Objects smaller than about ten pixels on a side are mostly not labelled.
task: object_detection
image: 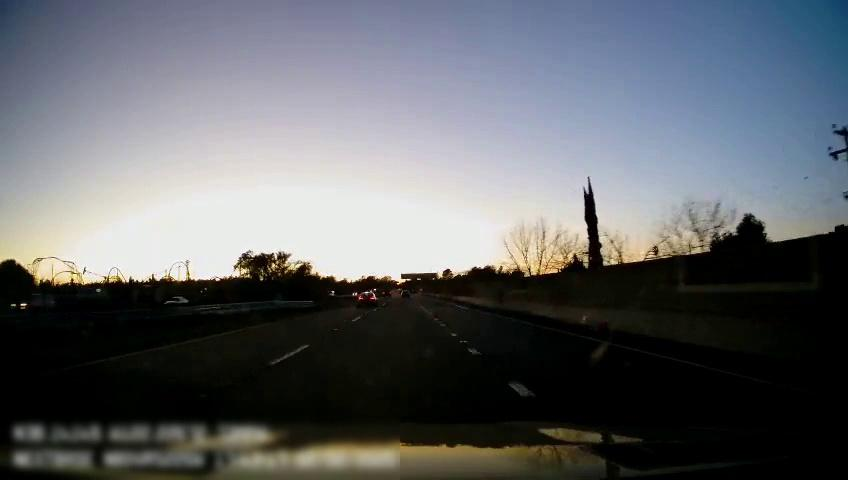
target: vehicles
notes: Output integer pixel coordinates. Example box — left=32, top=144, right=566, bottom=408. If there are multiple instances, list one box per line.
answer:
left=10, top=295, right=55, bottom=310
left=165, top=296, right=189, bottom=304
left=400, top=289, right=411, bottom=298
left=359, top=292, right=381, bottom=309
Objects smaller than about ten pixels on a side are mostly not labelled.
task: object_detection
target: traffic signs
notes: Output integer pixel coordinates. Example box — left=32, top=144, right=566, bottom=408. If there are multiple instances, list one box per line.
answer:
left=401, top=273, right=425, bottom=279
